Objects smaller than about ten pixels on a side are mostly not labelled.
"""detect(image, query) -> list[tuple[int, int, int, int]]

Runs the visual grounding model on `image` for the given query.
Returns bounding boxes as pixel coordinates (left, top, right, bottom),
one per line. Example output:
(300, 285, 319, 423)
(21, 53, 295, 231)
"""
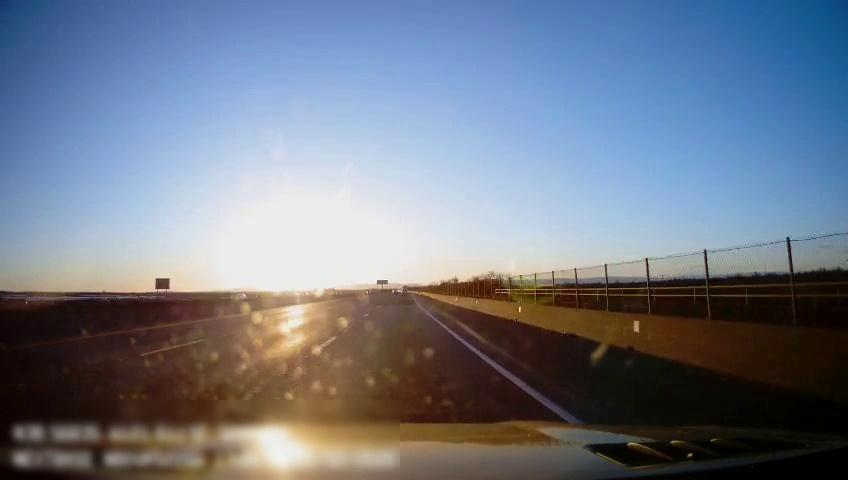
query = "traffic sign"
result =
(376, 279, 388, 285)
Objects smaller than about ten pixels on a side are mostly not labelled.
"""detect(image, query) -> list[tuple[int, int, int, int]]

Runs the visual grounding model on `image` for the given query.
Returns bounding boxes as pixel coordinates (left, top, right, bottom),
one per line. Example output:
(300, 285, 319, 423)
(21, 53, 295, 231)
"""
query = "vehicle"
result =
(221, 292, 247, 301)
